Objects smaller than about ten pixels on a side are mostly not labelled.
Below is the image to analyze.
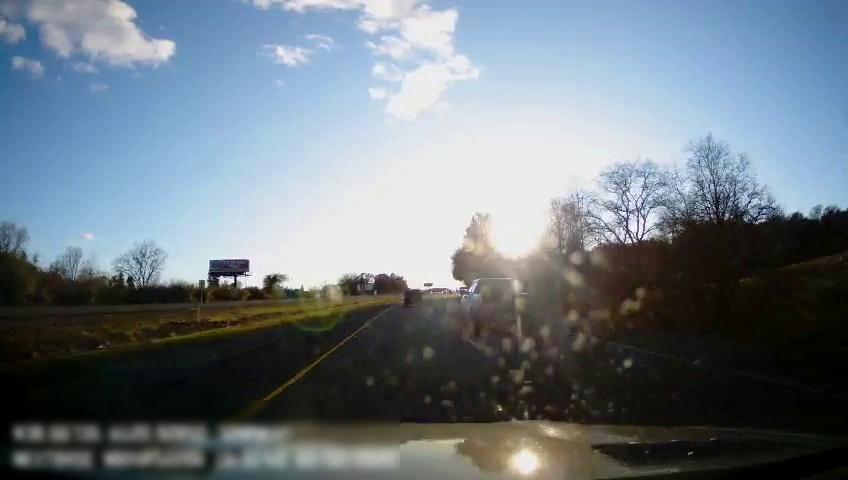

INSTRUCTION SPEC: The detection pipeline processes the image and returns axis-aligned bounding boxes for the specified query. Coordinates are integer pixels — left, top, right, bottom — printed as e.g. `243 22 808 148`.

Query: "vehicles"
403 288 423 307
459 278 534 329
